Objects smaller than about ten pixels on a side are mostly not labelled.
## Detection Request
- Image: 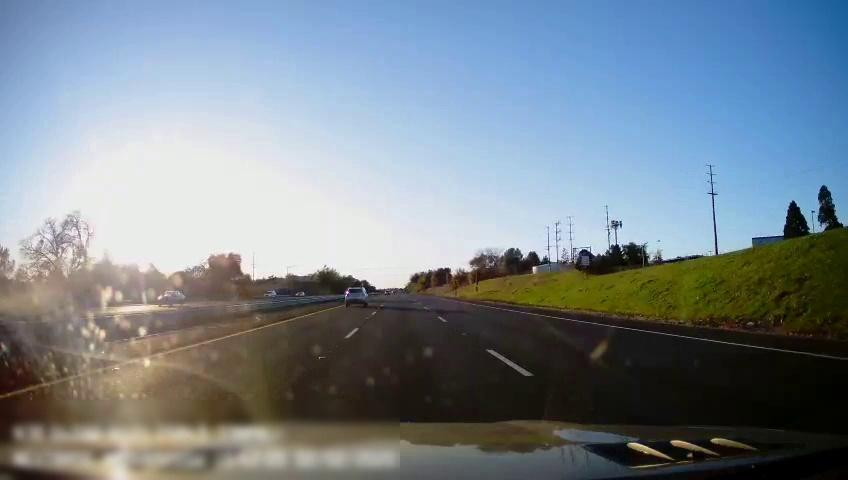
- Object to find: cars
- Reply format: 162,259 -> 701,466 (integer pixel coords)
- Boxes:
156,290 -> 187,308
263,290 -> 278,299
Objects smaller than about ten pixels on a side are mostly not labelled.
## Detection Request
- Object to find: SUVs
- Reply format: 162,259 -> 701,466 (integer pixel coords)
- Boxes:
344,286 -> 370,309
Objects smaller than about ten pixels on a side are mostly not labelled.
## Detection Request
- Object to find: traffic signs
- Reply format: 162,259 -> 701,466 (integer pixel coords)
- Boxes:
581,248 -> 591,267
